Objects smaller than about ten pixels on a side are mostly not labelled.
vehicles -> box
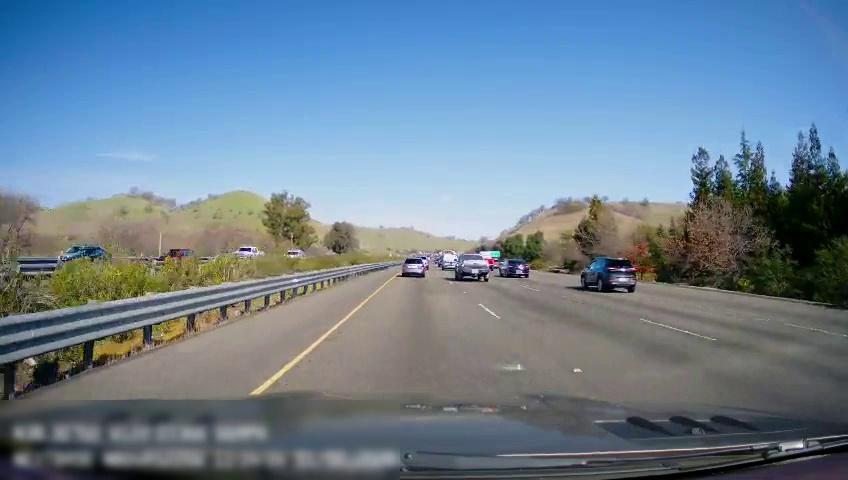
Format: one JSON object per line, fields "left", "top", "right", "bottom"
{"left": 479, "top": 251, "right": 496, "bottom": 272}
{"left": 579, "top": 255, "right": 637, "bottom": 294}
{"left": 494, "top": 260, "right": 507, "bottom": 269}
{"left": 415, "top": 255, "right": 430, "bottom": 270}
{"left": 155, "top": 248, "right": 200, "bottom": 263}
{"left": 57, "top": 245, "right": 113, "bottom": 264}
{"left": 401, "top": 256, "right": 426, "bottom": 278}
{"left": 453, "top": 253, "right": 490, "bottom": 283}
{"left": 498, "top": 258, "right": 530, "bottom": 279}
{"left": 231, "top": 246, "right": 265, "bottom": 257}
{"left": 441, "top": 249, "right": 458, "bottom": 271}
{"left": 286, "top": 248, "right": 305, "bottom": 259}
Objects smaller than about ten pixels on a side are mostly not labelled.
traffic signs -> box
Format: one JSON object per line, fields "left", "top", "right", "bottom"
{"left": 487, "top": 250, "right": 501, "bottom": 258}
